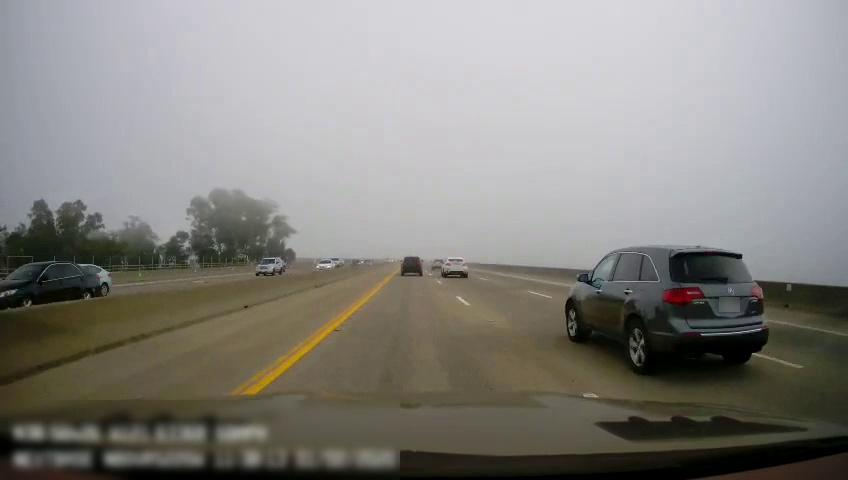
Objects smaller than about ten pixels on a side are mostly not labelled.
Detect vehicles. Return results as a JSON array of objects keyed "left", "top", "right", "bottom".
[
  {"left": 328, "top": 258, "right": 344, "bottom": 270},
  {"left": 0, "top": 259, "right": 102, "bottom": 311},
  {"left": 400, "top": 255, "right": 424, "bottom": 277},
  {"left": 73, "top": 262, "right": 113, "bottom": 298},
  {"left": 440, "top": 256, "right": 470, "bottom": 279},
  {"left": 315, "top": 260, "right": 337, "bottom": 273},
  {"left": 562, "top": 243, "right": 771, "bottom": 375},
  {"left": 255, "top": 257, "right": 285, "bottom": 277},
  {"left": 431, "top": 258, "right": 445, "bottom": 271}
]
